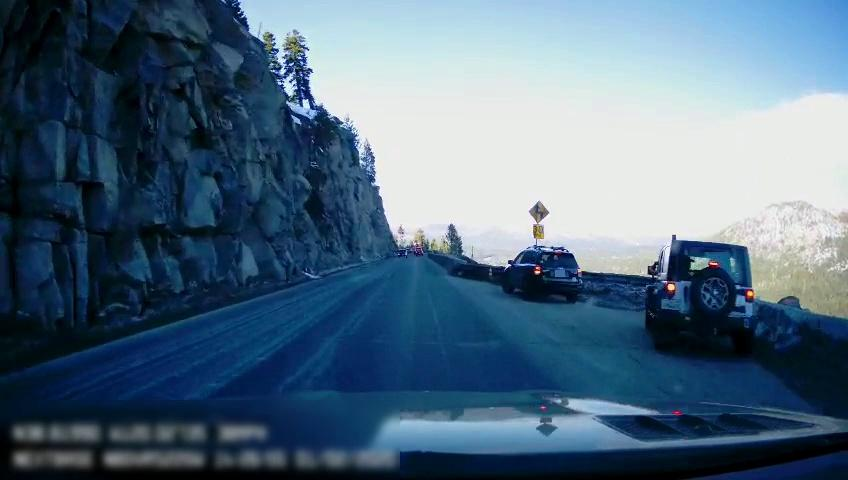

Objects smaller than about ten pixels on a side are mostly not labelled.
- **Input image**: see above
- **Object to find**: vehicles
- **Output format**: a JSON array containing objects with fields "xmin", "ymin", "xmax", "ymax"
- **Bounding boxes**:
[
  {"xmin": 502, "ymin": 247, "xmax": 581, "ymax": 303},
  {"xmin": 396, "ymin": 248, "xmax": 409, "ymax": 257},
  {"xmin": 644, "ymin": 240, "xmax": 757, "ymax": 354}
]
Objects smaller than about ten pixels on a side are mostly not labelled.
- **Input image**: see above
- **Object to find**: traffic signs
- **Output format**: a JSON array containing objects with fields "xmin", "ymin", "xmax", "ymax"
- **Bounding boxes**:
[
  {"xmin": 532, "ymin": 224, "xmax": 544, "ymax": 239},
  {"xmin": 529, "ymin": 200, "xmax": 550, "ymax": 223}
]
